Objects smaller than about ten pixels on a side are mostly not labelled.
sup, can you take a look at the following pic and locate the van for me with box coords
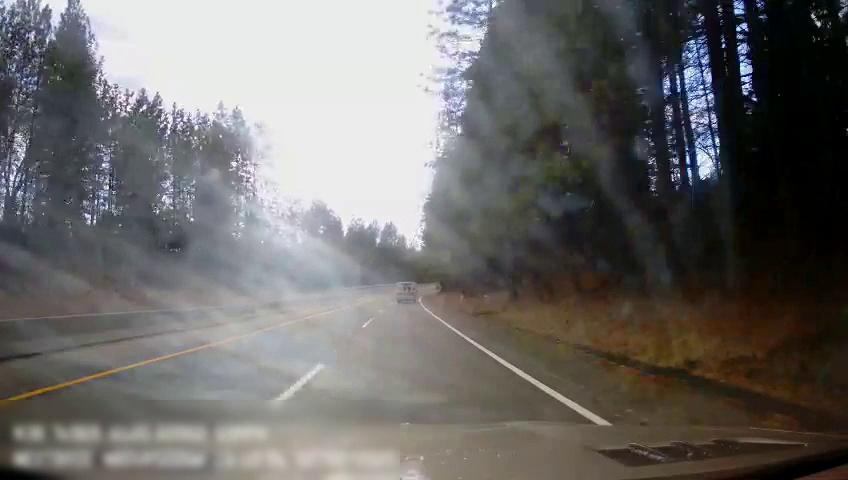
[395,281,417,303]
